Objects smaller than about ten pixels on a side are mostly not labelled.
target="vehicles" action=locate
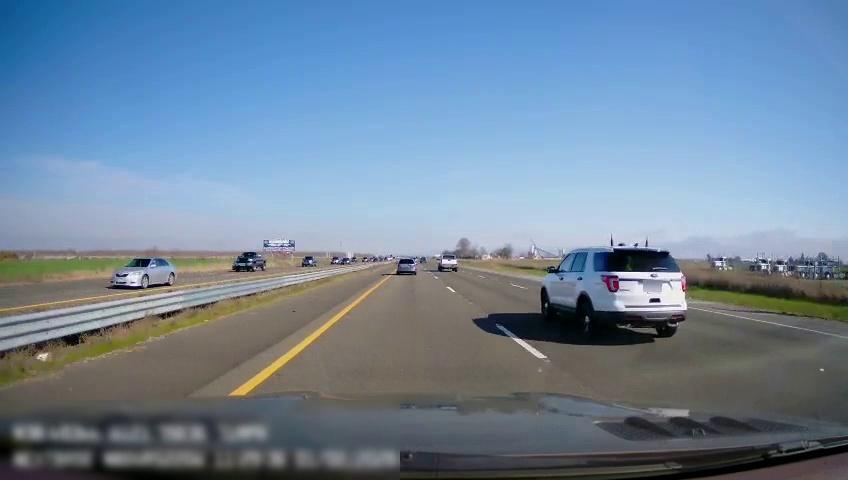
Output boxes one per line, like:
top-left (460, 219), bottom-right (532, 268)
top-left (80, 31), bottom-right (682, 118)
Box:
top-left (232, 251), bottom-right (268, 273)
top-left (301, 256), bottom-right (320, 268)
top-left (109, 256), bottom-right (178, 290)
top-left (340, 258), bottom-right (352, 265)
top-left (396, 257), bottom-right (417, 275)
top-left (540, 246), bottom-right (688, 344)
top-left (330, 256), bottom-right (341, 265)
top-left (436, 254), bottom-right (457, 272)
